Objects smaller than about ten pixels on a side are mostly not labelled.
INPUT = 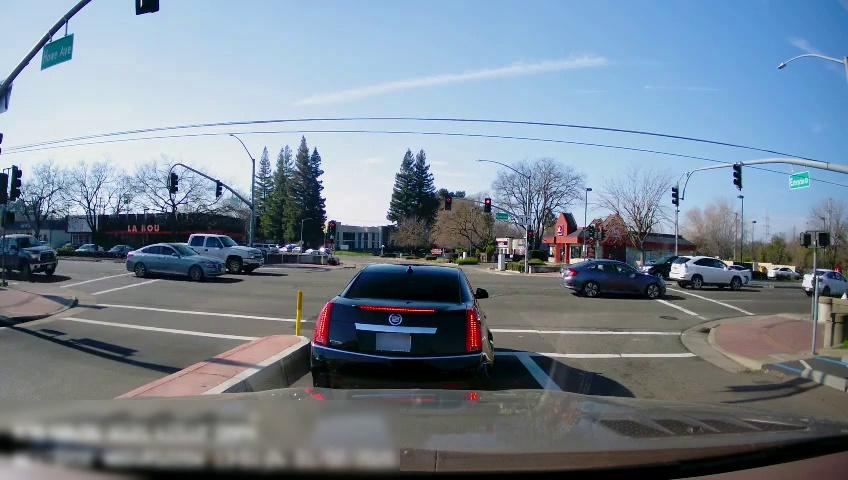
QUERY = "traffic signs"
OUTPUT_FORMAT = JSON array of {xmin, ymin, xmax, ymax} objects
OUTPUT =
[
  {"xmin": 496, "ymin": 213, "xmax": 508, "ymax": 220},
  {"xmin": 40, "ymin": 33, "xmax": 75, "ymax": 70},
  {"xmin": 789, "ymin": 171, "xmax": 811, "ymax": 189}
]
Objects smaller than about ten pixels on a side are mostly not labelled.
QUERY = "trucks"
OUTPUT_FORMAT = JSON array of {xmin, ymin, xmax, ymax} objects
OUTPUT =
[
  {"xmin": 0, "ymin": 234, "xmax": 58, "ymax": 280},
  {"xmin": 160, "ymin": 234, "xmax": 264, "ymax": 274}
]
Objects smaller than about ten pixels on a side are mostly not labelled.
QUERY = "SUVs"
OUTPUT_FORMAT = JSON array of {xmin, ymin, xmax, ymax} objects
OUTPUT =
[
  {"xmin": 669, "ymin": 256, "xmax": 745, "ymax": 291},
  {"xmin": 639, "ymin": 256, "xmax": 680, "ymax": 281}
]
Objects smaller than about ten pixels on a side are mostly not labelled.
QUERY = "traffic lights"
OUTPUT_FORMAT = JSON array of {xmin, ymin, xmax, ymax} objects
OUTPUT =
[
  {"xmin": 600, "ymin": 226, "xmax": 606, "ymax": 239},
  {"xmin": 445, "ymin": 196, "xmax": 452, "ymax": 211},
  {"xmin": 732, "ymin": 163, "xmax": 742, "ymax": 189},
  {"xmin": 135, "ymin": 0, "xmax": 160, "ymax": 16},
  {"xmin": 170, "ymin": 173, "xmax": 179, "ymax": 193},
  {"xmin": 0, "ymin": 173, "xmax": 9, "ymax": 204},
  {"xmin": 799, "ymin": 232, "xmax": 814, "ymax": 248},
  {"xmin": 1, "ymin": 211, "xmax": 15, "ymax": 226},
  {"xmin": 670, "ymin": 187, "xmax": 679, "ymax": 206},
  {"xmin": 328, "ymin": 221, "xmax": 336, "ymax": 234},
  {"xmin": 216, "ymin": 180, "xmax": 223, "ymax": 197},
  {"xmin": 0, "ymin": 132, "xmax": 5, "ymax": 153},
  {"xmin": 10, "ymin": 165, "xmax": 23, "ymax": 202},
  {"xmin": 815, "ymin": 232, "xmax": 831, "ymax": 248},
  {"xmin": 484, "ymin": 198, "xmax": 491, "ymax": 213},
  {"xmin": 588, "ymin": 226, "xmax": 595, "ymax": 239},
  {"xmin": 527, "ymin": 229, "xmax": 534, "ymax": 242}
]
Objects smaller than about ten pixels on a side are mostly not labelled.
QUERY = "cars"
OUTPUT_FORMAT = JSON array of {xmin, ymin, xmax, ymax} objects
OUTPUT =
[
  {"xmin": 802, "ymin": 269, "xmax": 848, "ymax": 298},
  {"xmin": 310, "ymin": 263, "xmax": 495, "ymax": 391},
  {"xmin": 731, "ymin": 265, "xmax": 752, "ymax": 284},
  {"xmin": 560, "ymin": 259, "xmax": 665, "ymax": 299},
  {"xmin": 106, "ymin": 245, "xmax": 131, "ymax": 257},
  {"xmin": 126, "ymin": 243, "xmax": 226, "ymax": 282},
  {"xmin": 76, "ymin": 244, "xmax": 104, "ymax": 254}
]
